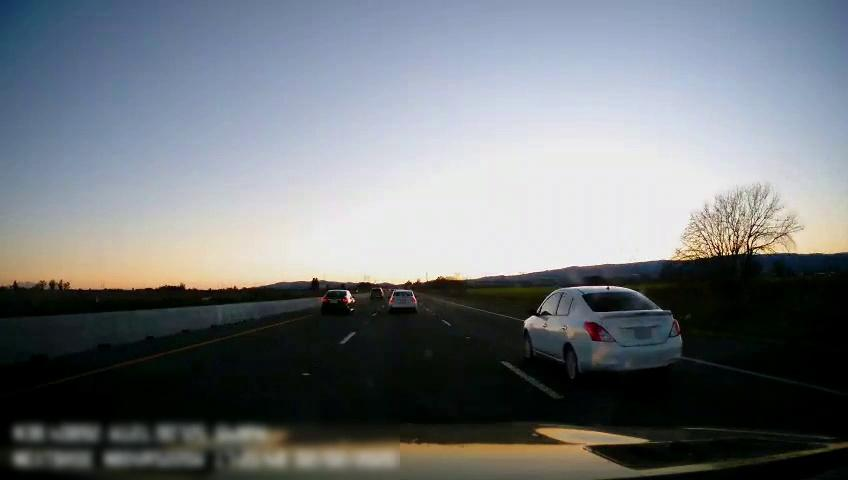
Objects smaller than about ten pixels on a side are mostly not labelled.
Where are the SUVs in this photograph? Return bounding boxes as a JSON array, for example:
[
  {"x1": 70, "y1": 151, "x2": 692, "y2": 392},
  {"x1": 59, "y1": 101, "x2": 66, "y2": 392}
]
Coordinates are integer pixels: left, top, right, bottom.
[{"x1": 368, "y1": 289, "x2": 385, "y2": 303}]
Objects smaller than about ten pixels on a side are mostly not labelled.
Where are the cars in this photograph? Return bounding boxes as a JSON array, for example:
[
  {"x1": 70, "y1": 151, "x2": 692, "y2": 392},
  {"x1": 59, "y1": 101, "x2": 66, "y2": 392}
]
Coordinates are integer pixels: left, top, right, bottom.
[
  {"x1": 521, "y1": 284, "x2": 684, "y2": 383},
  {"x1": 389, "y1": 290, "x2": 418, "y2": 312},
  {"x1": 320, "y1": 290, "x2": 355, "y2": 318}
]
